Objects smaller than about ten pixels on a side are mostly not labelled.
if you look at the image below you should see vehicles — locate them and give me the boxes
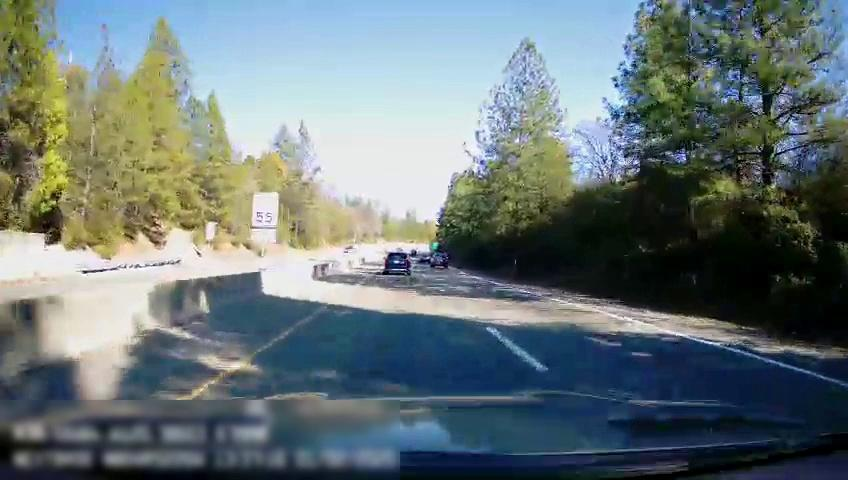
[384,252,410,274]
[420,254,431,263]
[429,253,448,269]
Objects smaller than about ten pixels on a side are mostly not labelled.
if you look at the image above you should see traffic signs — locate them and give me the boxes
[251,191,282,228]
[431,242,442,251]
